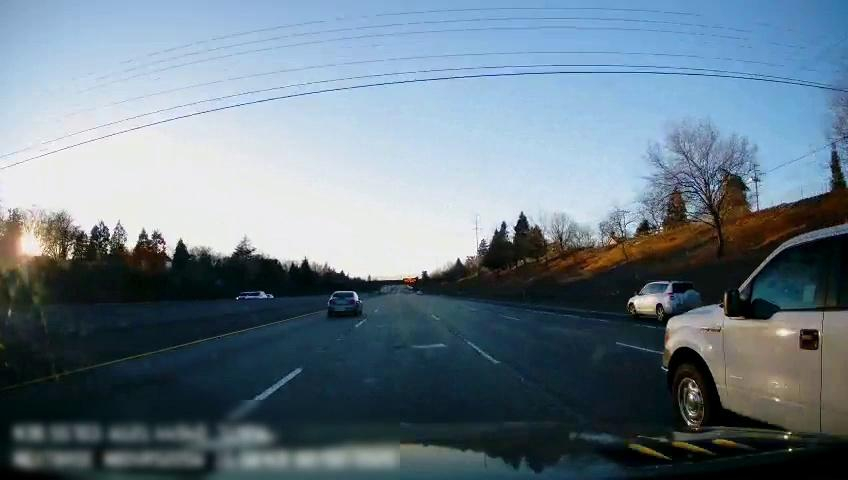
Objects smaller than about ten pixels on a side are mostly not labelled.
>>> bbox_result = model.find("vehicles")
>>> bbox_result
[245,291,267,300]
[236,292,249,301]
[326,290,364,319]
[627,279,702,323]
[663,221,848,435]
